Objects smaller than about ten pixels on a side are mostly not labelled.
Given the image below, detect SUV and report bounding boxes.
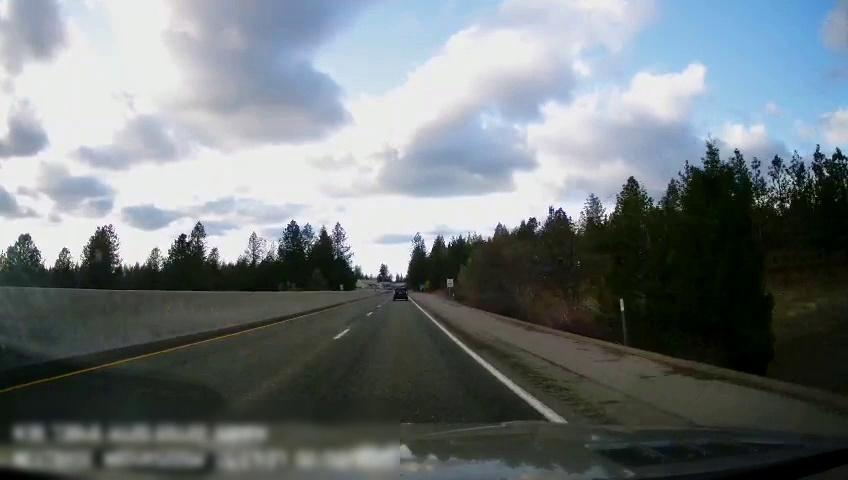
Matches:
[393,287,410,302]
